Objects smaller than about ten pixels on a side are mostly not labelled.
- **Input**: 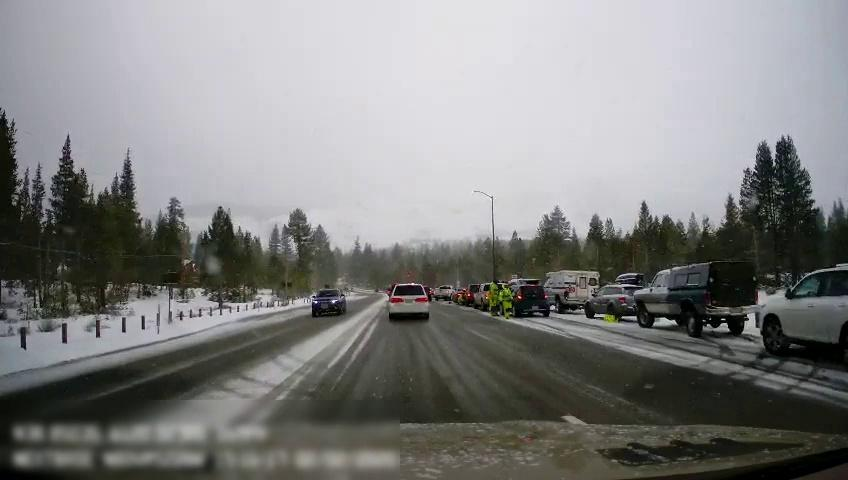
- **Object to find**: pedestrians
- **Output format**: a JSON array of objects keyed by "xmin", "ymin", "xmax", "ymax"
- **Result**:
[
  {"xmin": 501, "ymin": 283, "xmax": 512, "ymax": 320},
  {"xmin": 488, "ymin": 284, "xmax": 500, "ymax": 317}
]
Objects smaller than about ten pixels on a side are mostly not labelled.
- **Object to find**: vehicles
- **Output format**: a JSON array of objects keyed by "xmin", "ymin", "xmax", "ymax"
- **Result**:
[
  {"xmin": 583, "ymin": 272, "xmax": 645, "ymax": 321},
  {"xmin": 388, "ymin": 283, "xmax": 430, "ymax": 320},
  {"xmin": 633, "ymin": 258, "xmax": 761, "ymax": 337},
  {"xmin": 451, "ymin": 288, "xmax": 465, "ymax": 304},
  {"xmin": 311, "ymin": 288, "xmax": 346, "ymax": 318},
  {"xmin": 434, "ymin": 285, "xmax": 454, "ymax": 301},
  {"xmin": 500, "ymin": 284, "xmax": 551, "ymax": 318},
  {"xmin": 545, "ymin": 270, "xmax": 601, "ymax": 315},
  {"xmin": 755, "ymin": 262, "xmax": 848, "ymax": 362},
  {"xmin": 471, "ymin": 282, "xmax": 502, "ymax": 312},
  {"xmin": 424, "ymin": 287, "xmax": 433, "ymax": 300},
  {"xmin": 508, "ymin": 278, "xmax": 539, "ymax": 285},
  {"xmin": 462, "ymin": 283, "xmax": 480, "ymax": 307}
]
